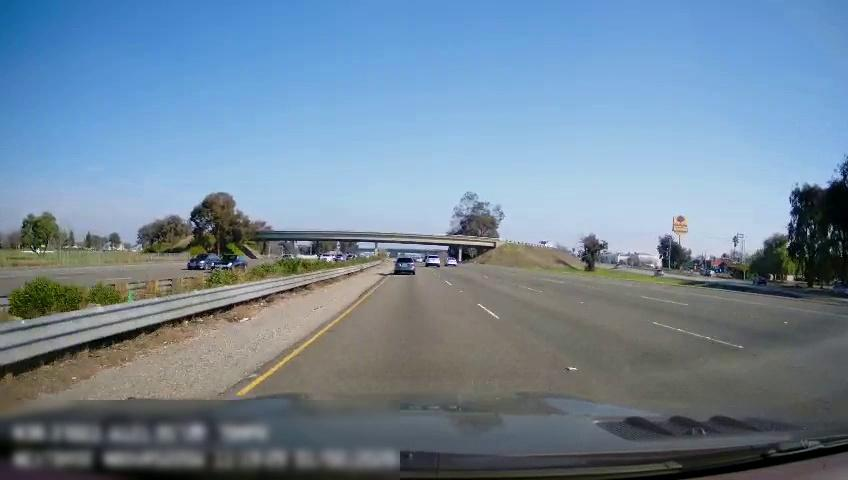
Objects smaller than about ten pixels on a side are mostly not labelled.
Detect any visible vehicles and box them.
[187,252,219,271]
[653,269,664,277]
[334,253,347,263]
[210,253,249,273]
[830,285,848,294]
[319,252,336,263]
[393,256,416,275]
[752,276,768,286]
[443,257,458,267]
[277,253,295,265]
[424,254,441,268]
